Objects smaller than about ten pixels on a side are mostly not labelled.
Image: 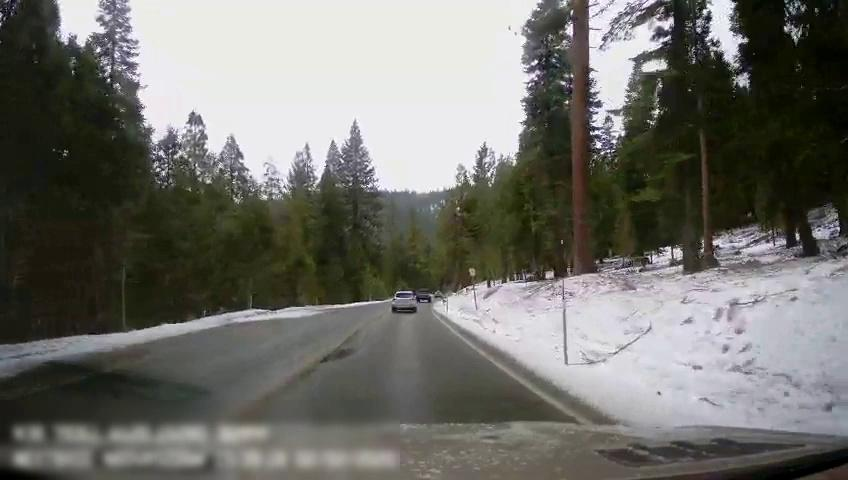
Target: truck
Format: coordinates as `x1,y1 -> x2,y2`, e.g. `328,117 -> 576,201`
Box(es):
415,288 -> 431,302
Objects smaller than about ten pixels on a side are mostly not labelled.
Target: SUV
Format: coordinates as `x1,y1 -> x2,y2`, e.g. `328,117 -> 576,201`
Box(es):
392,291 -> 417,313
